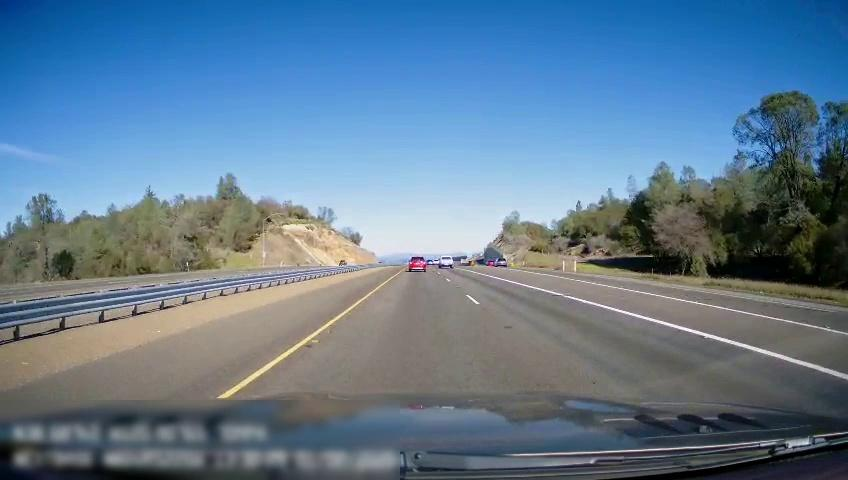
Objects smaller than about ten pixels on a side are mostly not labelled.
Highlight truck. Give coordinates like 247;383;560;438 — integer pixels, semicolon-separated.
438;257;453;268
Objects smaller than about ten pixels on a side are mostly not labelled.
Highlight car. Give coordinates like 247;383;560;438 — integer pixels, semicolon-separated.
408;257;426;272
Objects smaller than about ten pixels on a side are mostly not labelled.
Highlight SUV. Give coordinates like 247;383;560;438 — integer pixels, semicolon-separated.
494;258;508;268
